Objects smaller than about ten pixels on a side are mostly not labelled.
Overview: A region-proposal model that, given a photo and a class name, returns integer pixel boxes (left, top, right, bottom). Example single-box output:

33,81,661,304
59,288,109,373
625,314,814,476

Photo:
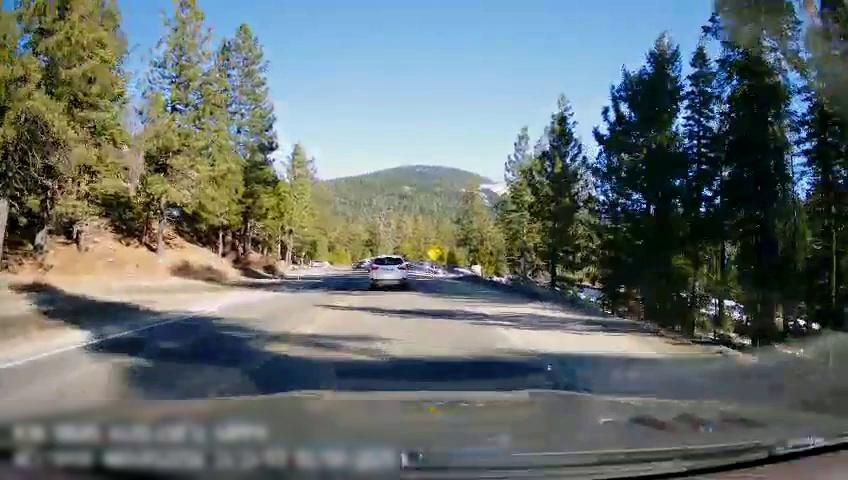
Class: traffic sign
427,248,441,261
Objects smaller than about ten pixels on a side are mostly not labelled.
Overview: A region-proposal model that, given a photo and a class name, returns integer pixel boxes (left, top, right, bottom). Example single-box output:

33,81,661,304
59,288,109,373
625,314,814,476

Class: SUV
368,254,408,290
